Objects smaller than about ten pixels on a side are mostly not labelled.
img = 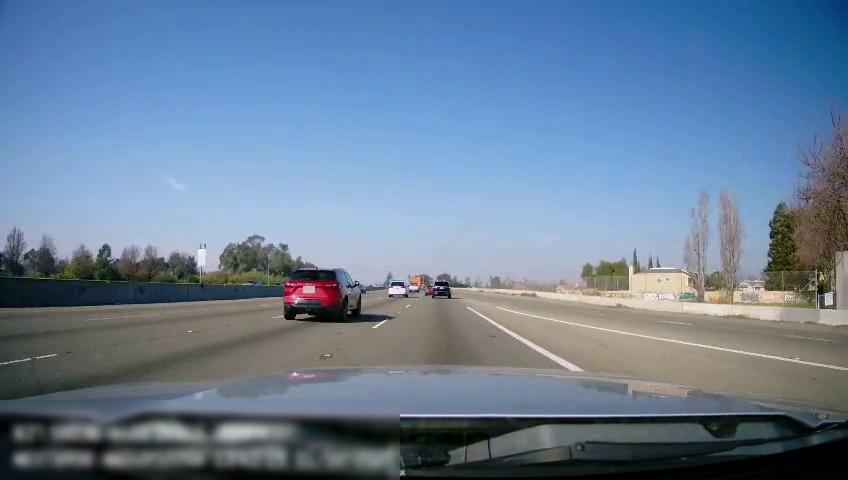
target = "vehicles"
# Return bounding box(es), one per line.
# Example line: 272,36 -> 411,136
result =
283,266 -> 363,324
387,280 -> 409,297
240,279 -> 263,286
431,280 -> 453,298
425,284 -> 432,297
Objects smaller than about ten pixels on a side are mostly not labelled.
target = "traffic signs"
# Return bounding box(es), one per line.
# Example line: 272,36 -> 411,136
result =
198,242 -> 207,267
